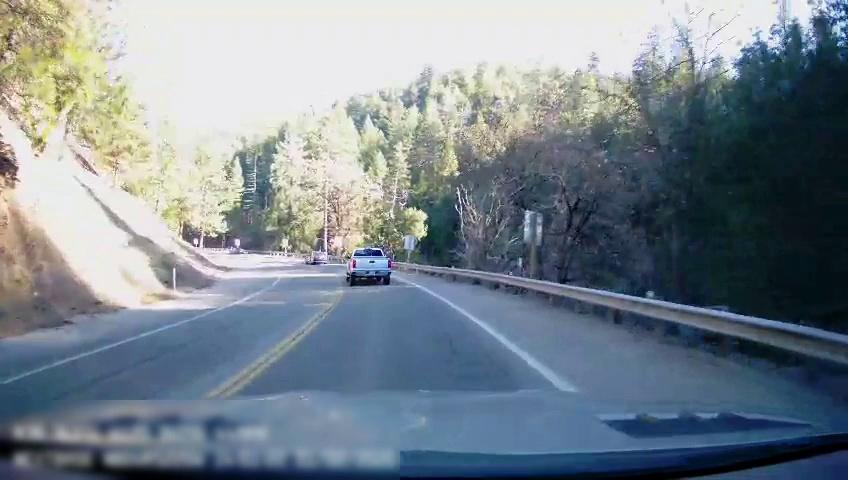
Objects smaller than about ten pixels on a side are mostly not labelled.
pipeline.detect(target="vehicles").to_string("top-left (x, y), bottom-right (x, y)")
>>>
top-left (344, 246), bottom-right (392, 287)
top-left (309, 251), bottom-right (328, 265)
